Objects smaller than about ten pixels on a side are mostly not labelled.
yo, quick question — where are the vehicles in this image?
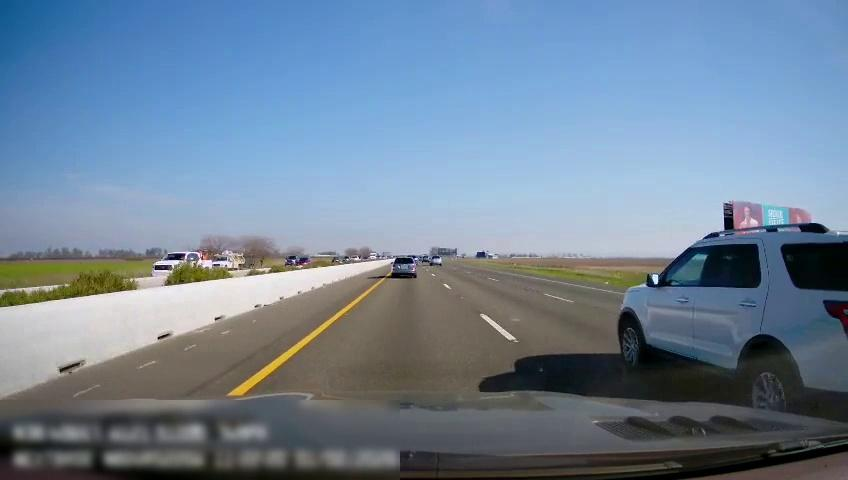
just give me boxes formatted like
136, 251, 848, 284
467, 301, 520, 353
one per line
212, 255, 240, 271
331, 256, 343, 264
284, 255, 299, 267
616, 222, 848, 420
429, 255, 443, 267
390, 256, 417, 279
340, 255, 353, 264
151, 251, 213, 278
293, 256, 312, 268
